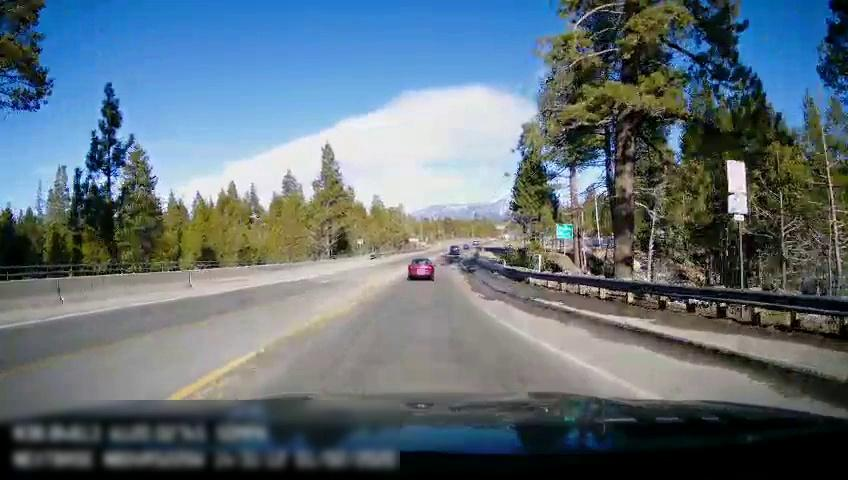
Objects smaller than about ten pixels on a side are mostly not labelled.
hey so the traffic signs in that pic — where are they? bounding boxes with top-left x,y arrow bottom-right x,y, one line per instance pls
727,160 -> 746,193
728,194 -> 748,214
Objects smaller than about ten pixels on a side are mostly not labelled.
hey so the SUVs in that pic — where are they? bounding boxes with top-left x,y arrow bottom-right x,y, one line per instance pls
448,246 -> 461,256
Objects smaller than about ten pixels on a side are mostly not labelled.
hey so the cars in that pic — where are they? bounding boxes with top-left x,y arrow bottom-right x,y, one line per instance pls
408,259 -> 434,279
